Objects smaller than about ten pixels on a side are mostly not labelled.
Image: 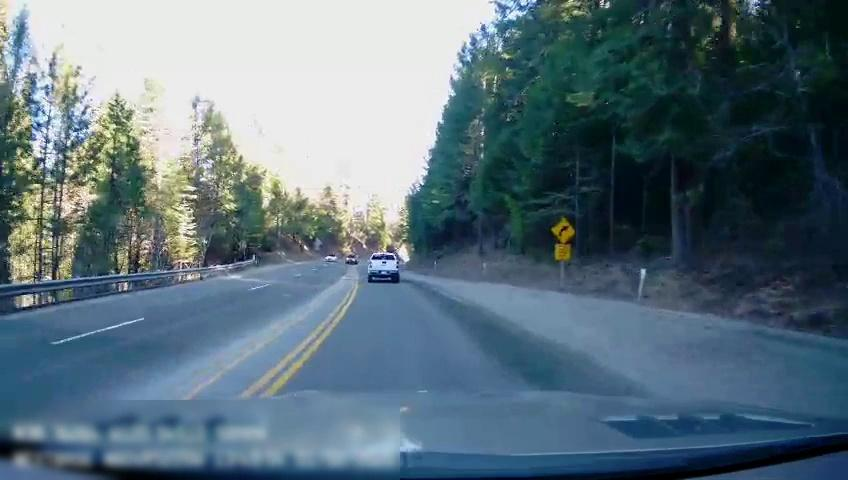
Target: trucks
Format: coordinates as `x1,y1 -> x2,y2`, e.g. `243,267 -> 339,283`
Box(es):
367,252 -> 400,283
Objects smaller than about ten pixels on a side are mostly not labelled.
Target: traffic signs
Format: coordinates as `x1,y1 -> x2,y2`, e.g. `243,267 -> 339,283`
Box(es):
552,217 -> 576,244
554,244 -> 571,260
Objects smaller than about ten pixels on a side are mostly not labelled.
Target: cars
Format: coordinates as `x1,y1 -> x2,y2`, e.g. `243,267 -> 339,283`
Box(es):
345,254 -> 358,265
324,254 -> 337,263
